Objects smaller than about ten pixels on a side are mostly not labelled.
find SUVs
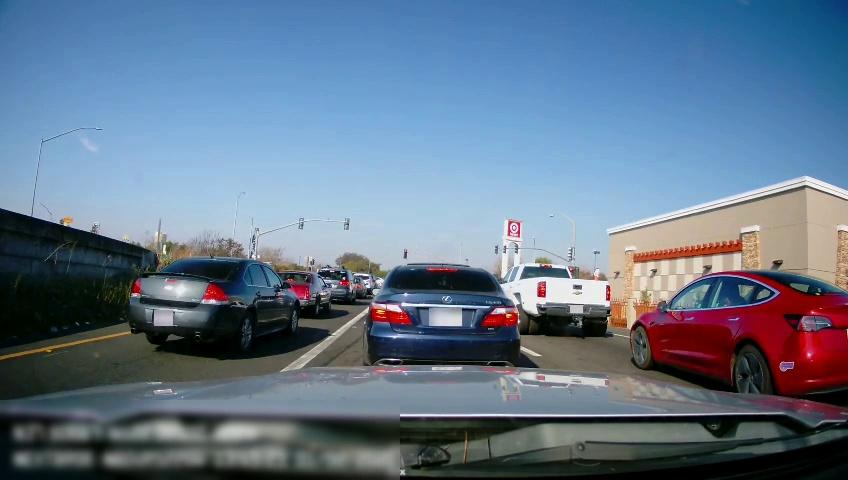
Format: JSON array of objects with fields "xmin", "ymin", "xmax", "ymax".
[
  {"xmin": 353, "ymin": 272, "xmax": 376, "ymax": 296},
  {"xmin": 314, "ymin": 264, "xmax": 359, "ymax": 306}
]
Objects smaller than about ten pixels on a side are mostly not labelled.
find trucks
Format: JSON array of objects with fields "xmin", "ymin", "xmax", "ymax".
[{"xmin": 491, "ymin": 263, "xmax": 613, "ymax": 338}]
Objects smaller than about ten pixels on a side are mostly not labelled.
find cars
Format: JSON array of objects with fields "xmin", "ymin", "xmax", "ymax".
[
  {"xmin": 361, "ymin": 262, "xmax": 522, "ymax": 367},
  {"xmin": 628, "ymin": 267, "xmax": 848, "ymax": 408},
  {"xmin": 125, "ymin": 254, "xmax": 302, "ymax": 357},
  {"xmin": 267, "ymin": 268, "xmax": 334, "ymax": 320},
  {"xmin": 350, "ymin": 274, "xmax": 370, "ymax": 300}
]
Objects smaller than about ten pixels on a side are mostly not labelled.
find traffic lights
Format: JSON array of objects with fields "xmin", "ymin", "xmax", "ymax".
[
  {"xmin": 343, "ymin": 217, "xmax": 350, "ymax": 231},
  {"xmin": 513, "ymin": 242, "xmax": 519, "ymax": 256},
  {"xmin": 403, "ymin": 248, "xmax": 408, "ymax": 260},
  {"xmin": 494, "ymin": 244, "xmax": 499, "ymax": 255},
  {"xmin": 567, "ymin": 247, "xmax": 573, "ymax": 261},
  {"xmin": 502, "ymin": 243, "xmax": 507, "ymax": 255},
  {"xmin": 297, "ymin": 217, "xmax": 305, "ymax": 230}
]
